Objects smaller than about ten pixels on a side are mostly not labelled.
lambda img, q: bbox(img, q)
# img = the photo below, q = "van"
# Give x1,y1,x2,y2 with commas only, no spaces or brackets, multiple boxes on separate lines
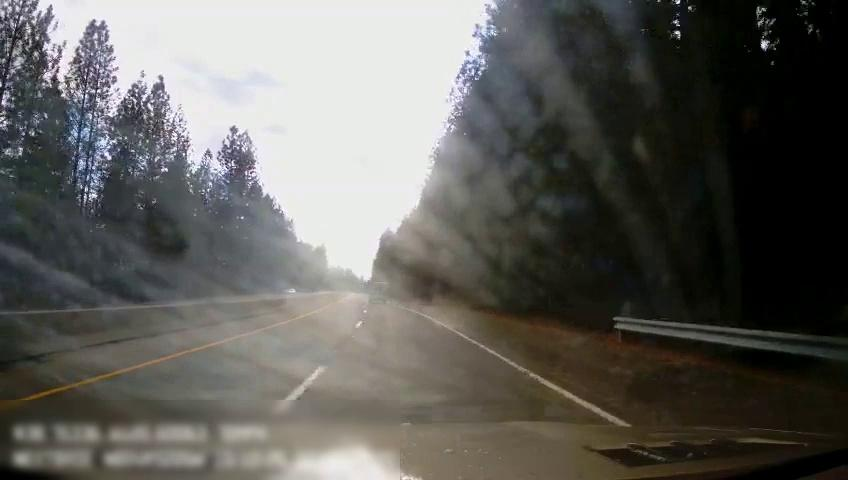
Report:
367,281,388,303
